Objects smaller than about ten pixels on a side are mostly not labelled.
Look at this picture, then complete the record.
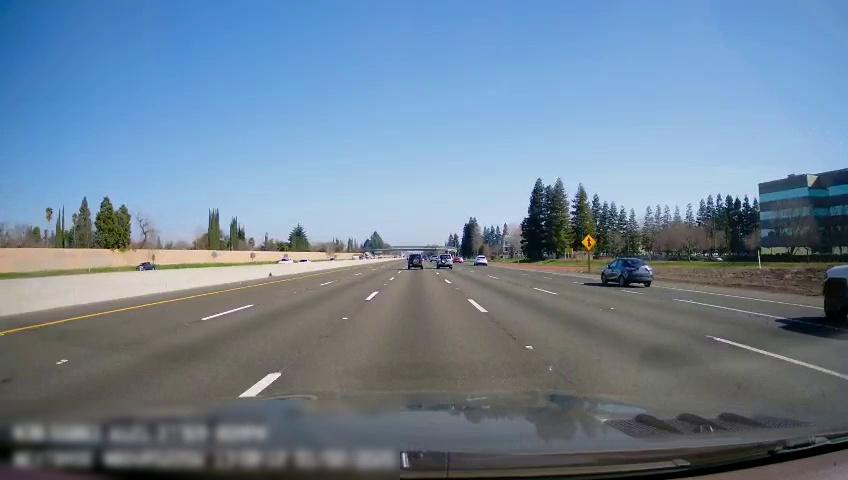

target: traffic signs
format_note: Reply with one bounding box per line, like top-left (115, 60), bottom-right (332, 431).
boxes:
top-left (581, 234), bottom-right (597, 251)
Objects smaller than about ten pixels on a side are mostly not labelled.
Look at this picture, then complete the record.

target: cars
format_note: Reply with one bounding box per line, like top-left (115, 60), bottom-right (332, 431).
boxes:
top-left (600, 258), bottom-right (654, 288)
top-left (298, 259), bottom-right (312, 263)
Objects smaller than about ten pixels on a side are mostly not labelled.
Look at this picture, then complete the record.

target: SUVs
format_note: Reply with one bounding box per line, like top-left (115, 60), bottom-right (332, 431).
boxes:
top-left (821, 262), bottom-right (848, 315)
top-left (436, 253), bottom-right (454, 269)
top-left (409, 253), bottom-right (425, 270)
top-left (473, 255), bottom-right (488, 266)
top-left (276, 258), bottom-right (294, 265)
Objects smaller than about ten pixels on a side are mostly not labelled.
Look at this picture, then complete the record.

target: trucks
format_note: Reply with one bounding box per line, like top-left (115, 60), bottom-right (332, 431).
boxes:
top-left (136, 262), bottom-right (155, 272)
